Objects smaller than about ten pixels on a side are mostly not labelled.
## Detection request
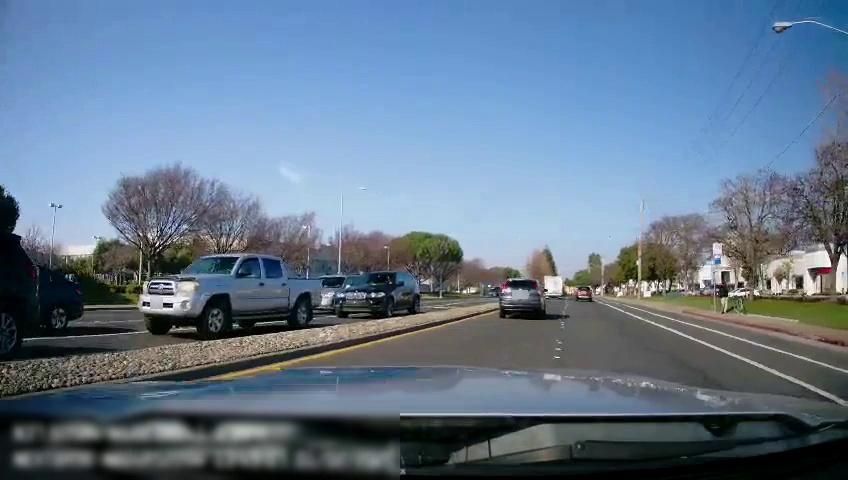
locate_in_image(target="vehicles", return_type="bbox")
[0,232,39,364]
[137,254,323,341]
[336,271,421,319]
[313,275,362,314]
[36,264,82,334]
[488,287,501,297]
[499,279,549,318]
[543,275,564,299]
[575,286,593,301]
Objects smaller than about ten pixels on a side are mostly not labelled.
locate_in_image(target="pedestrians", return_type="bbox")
[719,278,729,314]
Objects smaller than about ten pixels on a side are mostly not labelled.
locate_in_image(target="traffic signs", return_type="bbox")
[713,243,723,255]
